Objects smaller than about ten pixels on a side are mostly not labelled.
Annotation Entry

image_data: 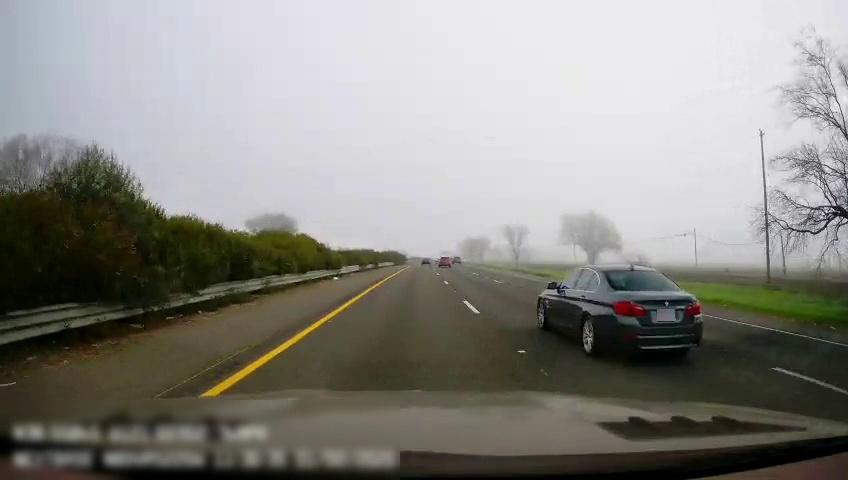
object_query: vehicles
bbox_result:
[535,265,704,358]
[451,256,461,264]
[438,257,452,269]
